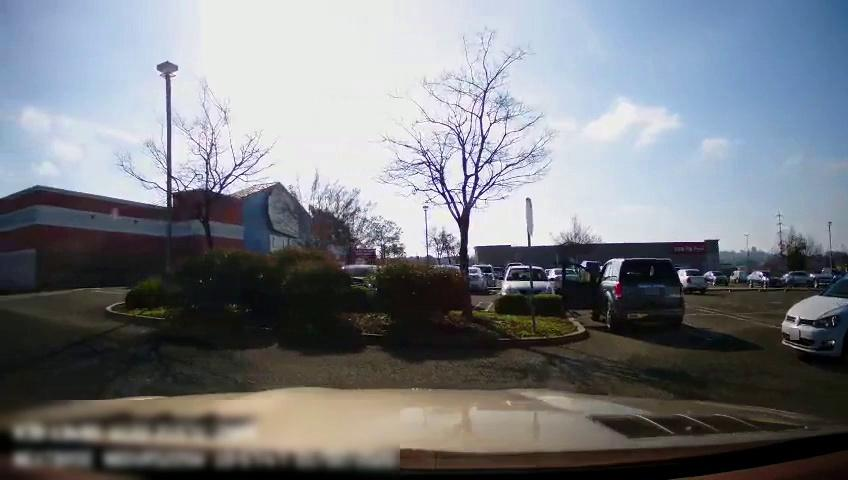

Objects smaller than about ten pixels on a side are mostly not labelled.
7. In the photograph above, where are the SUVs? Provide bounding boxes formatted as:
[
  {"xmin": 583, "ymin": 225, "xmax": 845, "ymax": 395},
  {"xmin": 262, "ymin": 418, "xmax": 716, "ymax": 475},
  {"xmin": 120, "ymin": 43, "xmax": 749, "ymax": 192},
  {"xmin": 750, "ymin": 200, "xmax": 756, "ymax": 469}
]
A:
[{"xmin": 563, "ymin": 257, "xmax": 686, "ymax": 331}]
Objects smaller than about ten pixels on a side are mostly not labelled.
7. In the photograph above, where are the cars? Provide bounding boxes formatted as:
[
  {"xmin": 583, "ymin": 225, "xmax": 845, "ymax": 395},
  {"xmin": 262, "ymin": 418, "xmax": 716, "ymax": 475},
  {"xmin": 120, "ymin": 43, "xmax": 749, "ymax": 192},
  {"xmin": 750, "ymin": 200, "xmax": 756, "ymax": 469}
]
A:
[
  {"xmin": 781, "ymin": 272, "xmax": 848, "ymax": 359},
  {"xmin": 679, "ymin": 268, "xmax": 707, "ymax": 293}
]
